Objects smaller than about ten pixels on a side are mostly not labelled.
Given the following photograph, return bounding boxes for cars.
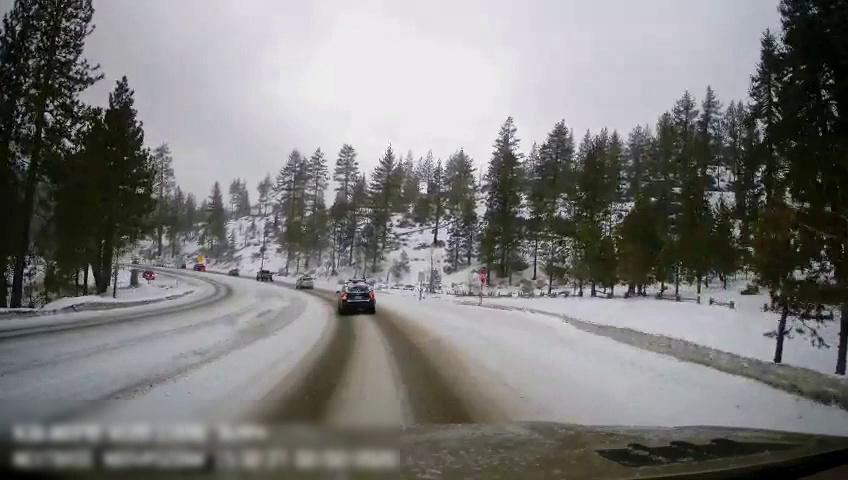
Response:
[295,277,315,290]
[336,280,376,315]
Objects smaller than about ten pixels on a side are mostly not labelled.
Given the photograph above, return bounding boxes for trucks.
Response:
[256,270,273,282]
